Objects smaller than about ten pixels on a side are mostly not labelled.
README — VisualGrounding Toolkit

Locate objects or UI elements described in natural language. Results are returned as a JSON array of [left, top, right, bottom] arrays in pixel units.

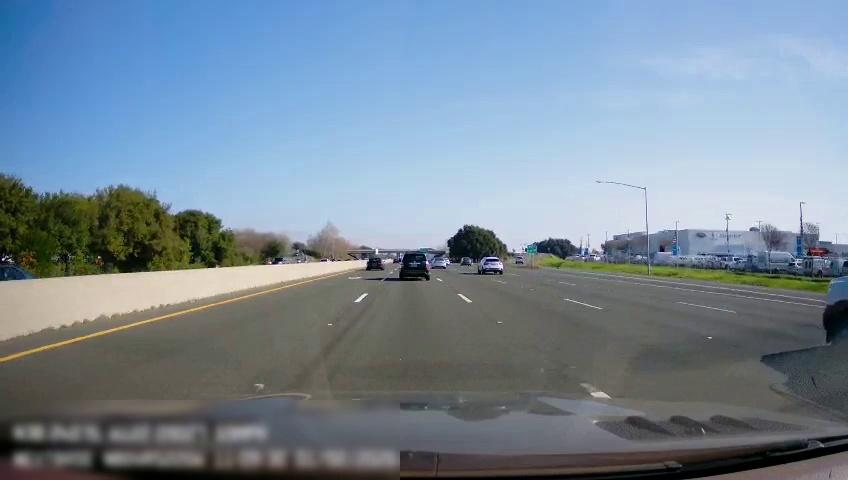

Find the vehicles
[[0, 261, 36, 282], [266, 256, 289, 266], [822, 274, 848, 351], [430, 255, 447, 270], [365, 257, 385, 271], [477, 255, 504, 276], [399, 252, 430, 281], [320, 257, 334, 264], [461, 257, 472, 267]]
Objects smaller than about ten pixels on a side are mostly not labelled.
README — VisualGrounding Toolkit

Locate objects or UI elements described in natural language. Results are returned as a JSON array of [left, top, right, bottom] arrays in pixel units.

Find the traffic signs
[[525, 244, 538, 256]]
